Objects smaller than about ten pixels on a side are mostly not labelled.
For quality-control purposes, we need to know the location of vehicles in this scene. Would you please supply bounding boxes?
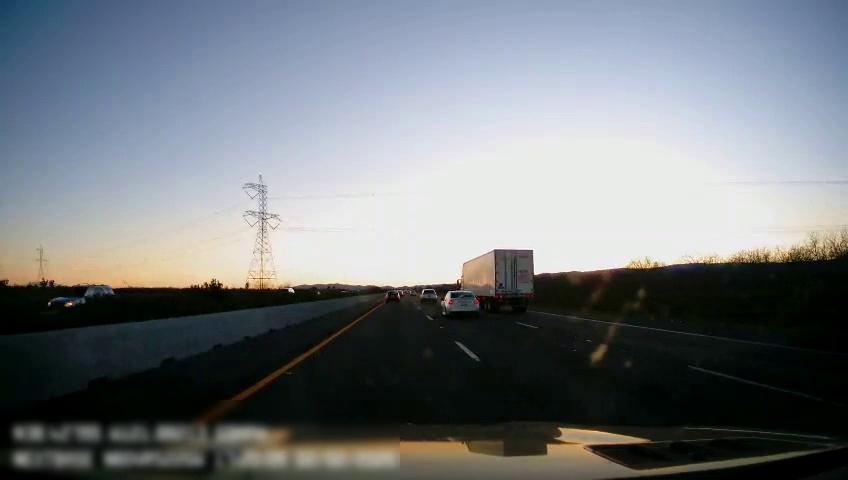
[46,284,116,314]
[385,290,401,303]
[281,287,295,295]
[440,291,480,317]
[420,289,439,304]
[456,248,535,314]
